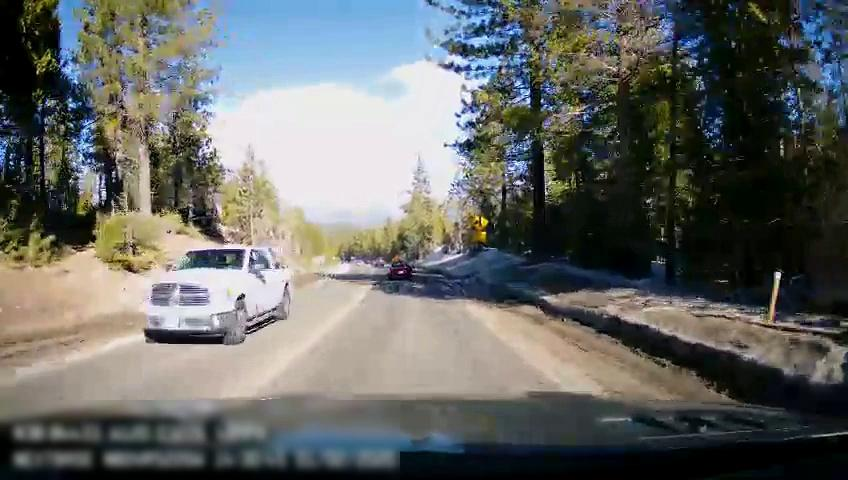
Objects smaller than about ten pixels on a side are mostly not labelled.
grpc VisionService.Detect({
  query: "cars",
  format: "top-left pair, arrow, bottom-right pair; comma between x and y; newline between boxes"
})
388,263 -> 412,280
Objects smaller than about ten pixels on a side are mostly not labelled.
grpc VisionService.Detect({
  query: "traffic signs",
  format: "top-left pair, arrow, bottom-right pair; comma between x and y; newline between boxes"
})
472,215 -> 488,232
472,232 -> 487,240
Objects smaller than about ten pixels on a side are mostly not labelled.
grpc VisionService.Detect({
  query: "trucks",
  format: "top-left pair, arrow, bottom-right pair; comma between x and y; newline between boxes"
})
141,247 -> 295,346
